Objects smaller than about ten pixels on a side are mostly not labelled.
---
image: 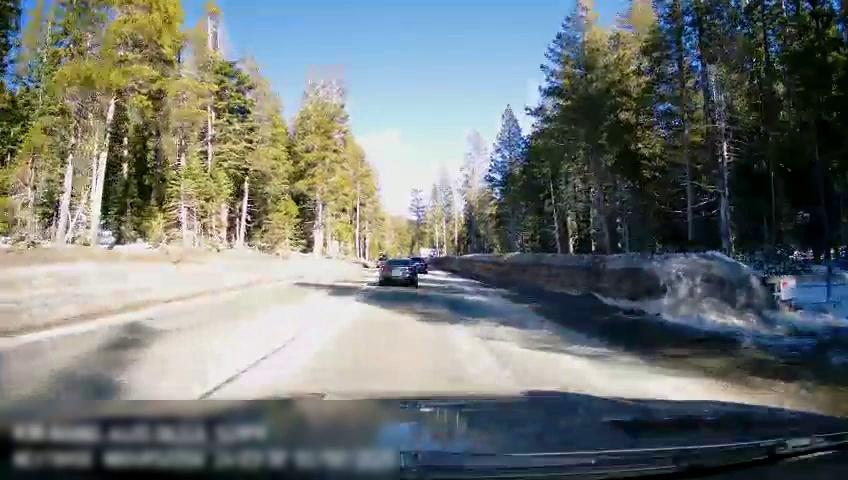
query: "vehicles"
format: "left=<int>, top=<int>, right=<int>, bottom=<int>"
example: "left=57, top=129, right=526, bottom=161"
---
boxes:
left=378, top=258, right=419, bottom=287
left=409, top=257, right=428, bottom=274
